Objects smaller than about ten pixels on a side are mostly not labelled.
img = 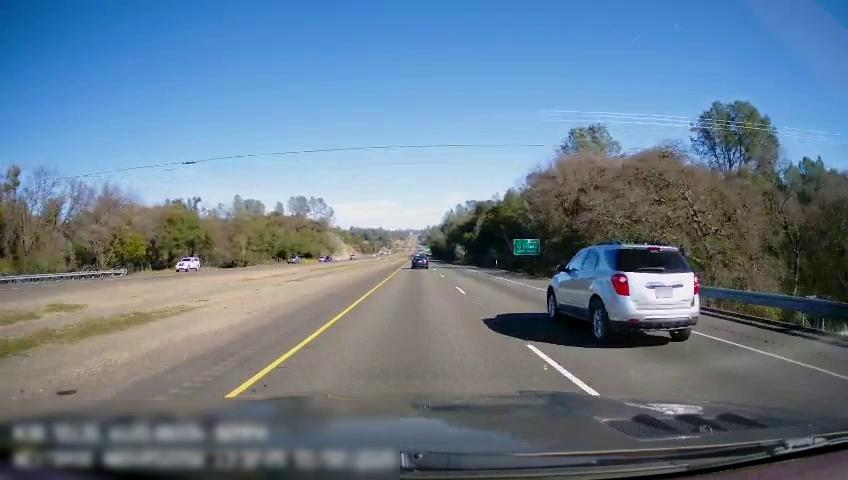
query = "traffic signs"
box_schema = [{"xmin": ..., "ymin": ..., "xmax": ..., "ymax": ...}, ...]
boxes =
[{"xmin": 513, "ymin": 238, "xmax": 541, "ymax": 255}]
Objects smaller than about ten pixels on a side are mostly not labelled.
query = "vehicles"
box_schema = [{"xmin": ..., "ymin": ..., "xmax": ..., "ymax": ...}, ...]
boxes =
[
  {"xmin": 286, "ymin": 255, "xmax": 302, "ymax": 265},
  {"xmin": 318, "ymin": 255, "xmax": 335, "ymax": 263},
  {"xmin": 175, "ymin": 256, "xmax": 202, "ymax": 273},
  {"xmin": 412, "ymin": 256, "xmax": 429, "ymax": 269},
  {"xmin": 544, "ymin": 245, "xmax": 701, "ymax": 346}
]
